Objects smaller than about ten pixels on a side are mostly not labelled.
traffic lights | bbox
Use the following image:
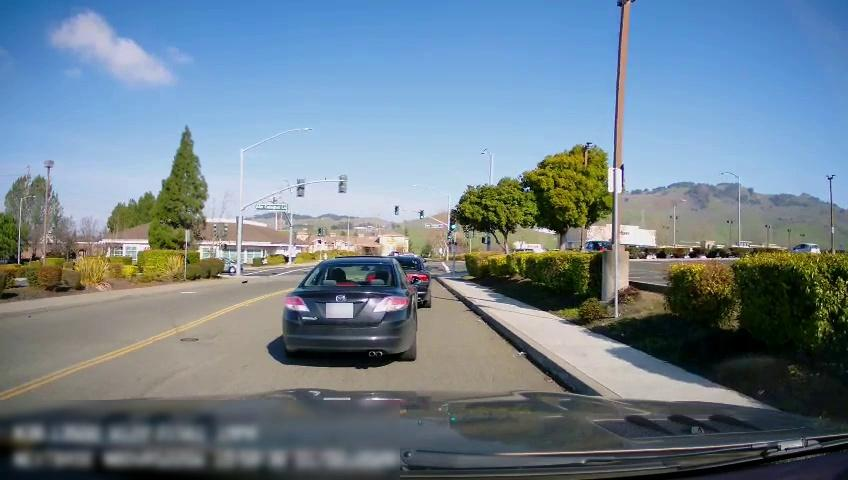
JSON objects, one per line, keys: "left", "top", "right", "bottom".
{"left": 338, "top": 175, "right": 348, "bottom": 193}
{"left": 235, "top": 214, "right": 244, "bottom": 226}
{"left": 393, "top": 204, "right": 400, "bottom": 216}
{"left": 448, "top": 214, "right": 458, "bottom": 232}
{"left": 296, "top": 178, "right": 306, "bottom": 198}
{"left": 418, "top": 208, "right": 426, "bottom": 221}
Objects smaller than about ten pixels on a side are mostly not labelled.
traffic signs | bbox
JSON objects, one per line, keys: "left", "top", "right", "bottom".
{"left": 184, "top": 229, "right": 191, "bottom": 242}
{"left": 423, "top": 223, "right": 442, "bottom": 230}
{"left": 607, "top": 166, "right": 624, "bottom": 194}
{"left": 254, "top": 200, "right": 288, "bottom": 211}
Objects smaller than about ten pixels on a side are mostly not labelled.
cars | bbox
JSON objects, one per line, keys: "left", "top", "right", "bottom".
{"left": 791, "top": 241, "right": 821, "bottom": 256}
{"left": 280, "top": 254, "right": 420, "bottom": 362}
{"left": 582, "top": 239, "right": 614, "bottom": 254}
{"left": 373, "top": 254, "right": 433, "bottom": 309}
{"left": 218, "top": 258, "right": 244, "bottom": 273}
